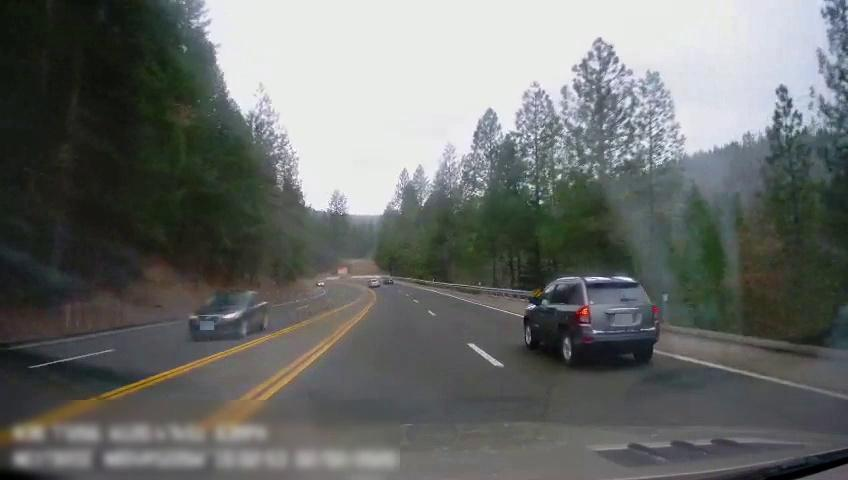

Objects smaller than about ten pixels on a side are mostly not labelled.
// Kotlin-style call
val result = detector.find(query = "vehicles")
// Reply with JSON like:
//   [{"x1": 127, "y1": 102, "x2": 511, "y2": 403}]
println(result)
[
  {"x1": 383, "y1": 277, "x2": 394, "y2": 285},
  {"x1": 367, "y1": 278, "x2": 380, "y2": 288},
  {"x1": 186, "y1": 289, "x2": 270, "y2": 343},
  {"x1": 523, "y1": 277, "x2": 659, "y2": 370}
]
